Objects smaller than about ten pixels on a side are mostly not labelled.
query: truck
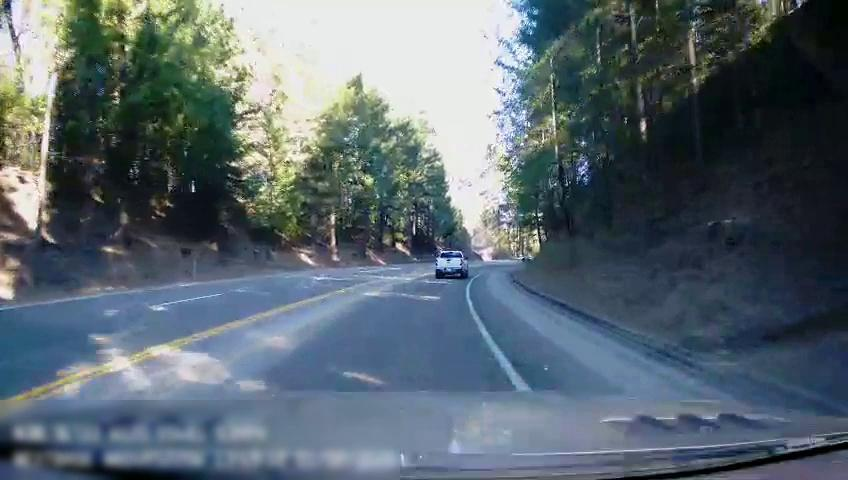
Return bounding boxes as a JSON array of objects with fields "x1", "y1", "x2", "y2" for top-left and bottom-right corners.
[{"x1": 434, "y1": 249, "x2": 470, "y2": 279}]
